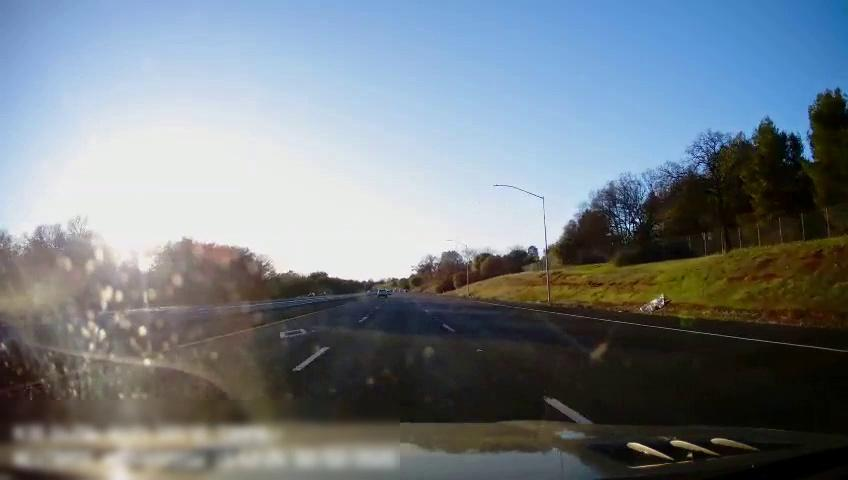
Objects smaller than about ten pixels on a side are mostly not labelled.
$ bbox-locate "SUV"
[376,288,389,299]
